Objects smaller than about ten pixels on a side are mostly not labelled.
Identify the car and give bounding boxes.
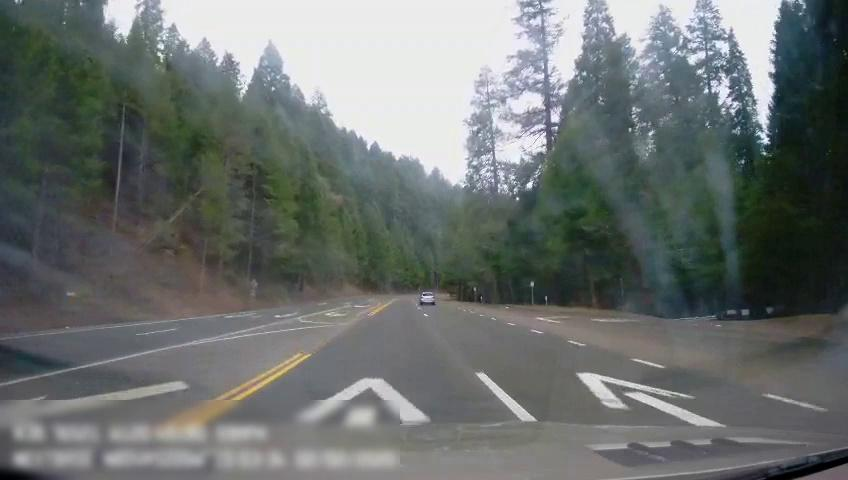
[419,291,436,306]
